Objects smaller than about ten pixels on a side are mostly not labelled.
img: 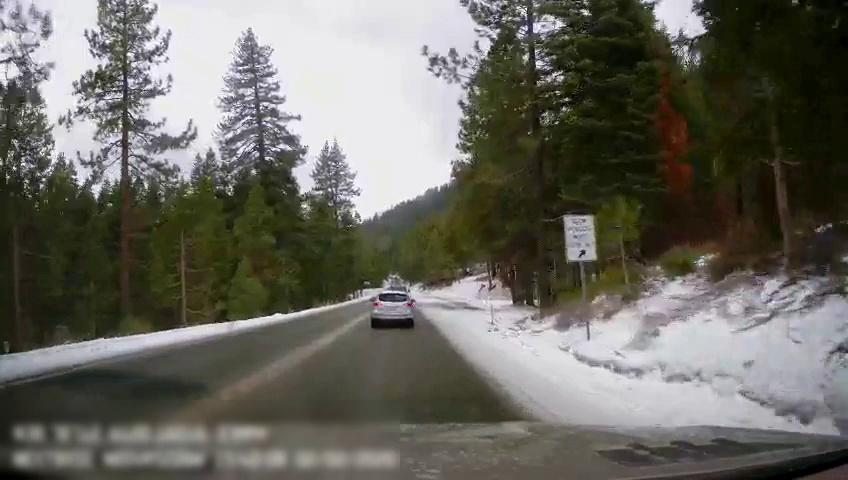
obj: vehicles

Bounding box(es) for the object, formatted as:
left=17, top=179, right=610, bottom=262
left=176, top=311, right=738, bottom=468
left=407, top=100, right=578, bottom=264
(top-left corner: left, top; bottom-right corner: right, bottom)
left=371, top=291, right=416, bottom=329
left=385, top=285, right=411, bottom=298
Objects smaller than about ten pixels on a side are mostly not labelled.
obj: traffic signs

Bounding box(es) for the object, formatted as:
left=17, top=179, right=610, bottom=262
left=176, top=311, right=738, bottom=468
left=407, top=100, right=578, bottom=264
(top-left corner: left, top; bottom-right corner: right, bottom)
left=564, top=214, right=597, bottom=262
